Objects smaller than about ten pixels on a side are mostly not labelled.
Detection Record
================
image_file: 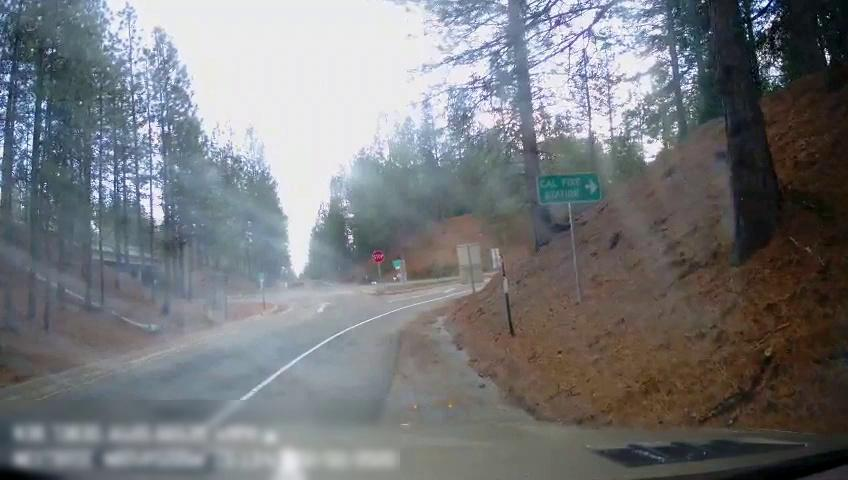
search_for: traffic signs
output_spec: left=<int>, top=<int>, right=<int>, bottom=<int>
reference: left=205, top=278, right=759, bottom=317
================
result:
left=391, top=258, right=407, bottom=269
left=370, top=248, right=386, bottom=264
left=535, top=173, right=604, bottom=206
